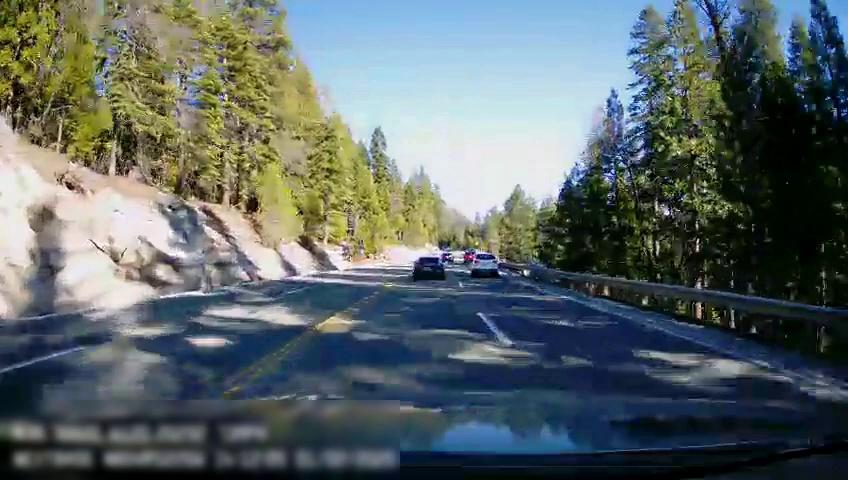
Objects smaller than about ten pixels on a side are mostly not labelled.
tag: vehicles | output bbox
[440,252,455,264]
[463,252,479,265]
[470,253,499,278]
[413,256,447,281]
